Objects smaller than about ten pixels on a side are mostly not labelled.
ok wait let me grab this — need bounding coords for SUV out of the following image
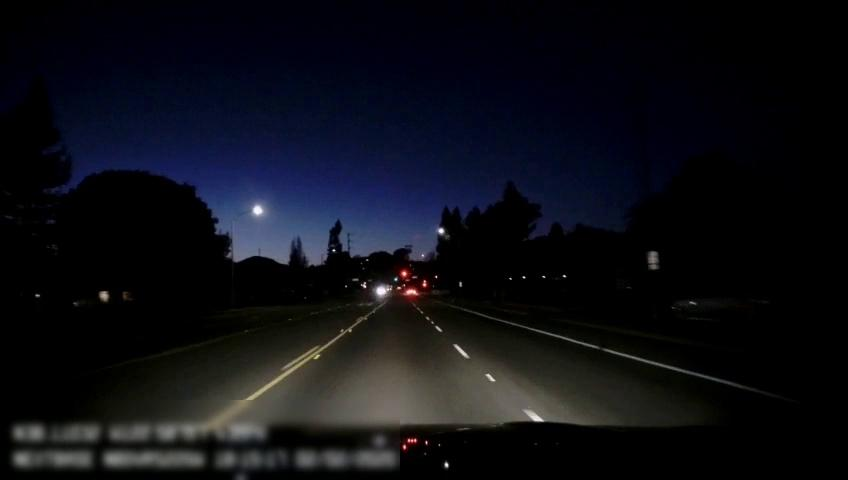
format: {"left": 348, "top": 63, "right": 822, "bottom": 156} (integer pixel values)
{"left": 671, "top": 279, "right": 785, "bottom": 334}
